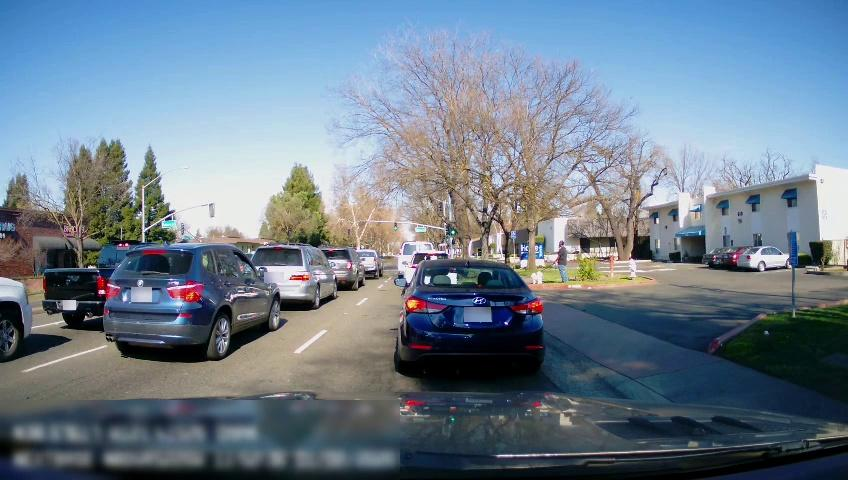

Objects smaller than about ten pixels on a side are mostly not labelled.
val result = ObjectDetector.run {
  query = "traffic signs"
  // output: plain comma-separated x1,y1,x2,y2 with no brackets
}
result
416,227,428,233
161,220,176,229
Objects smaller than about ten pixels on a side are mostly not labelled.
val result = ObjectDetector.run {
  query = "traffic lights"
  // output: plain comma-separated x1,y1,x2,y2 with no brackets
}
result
208,203,216,219
449,224,457,238
180,222,185,235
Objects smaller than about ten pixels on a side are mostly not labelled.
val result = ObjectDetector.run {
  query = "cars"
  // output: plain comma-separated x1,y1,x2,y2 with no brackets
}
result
703,246,731,268
736,246,796,272
720,246,753,269
394,259,544,372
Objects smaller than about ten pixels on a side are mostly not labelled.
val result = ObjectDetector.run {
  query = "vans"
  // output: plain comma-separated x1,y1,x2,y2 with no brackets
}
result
248,244,337,310
398,241,435,279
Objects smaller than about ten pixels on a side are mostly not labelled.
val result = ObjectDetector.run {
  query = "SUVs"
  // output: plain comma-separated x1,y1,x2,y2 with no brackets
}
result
103,242,282,360
319,246,366,291
402,251,454,284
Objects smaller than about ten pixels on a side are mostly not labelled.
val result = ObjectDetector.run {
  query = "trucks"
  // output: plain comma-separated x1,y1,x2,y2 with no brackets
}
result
356,250,385,279
0,276,34,362
42,240,150,329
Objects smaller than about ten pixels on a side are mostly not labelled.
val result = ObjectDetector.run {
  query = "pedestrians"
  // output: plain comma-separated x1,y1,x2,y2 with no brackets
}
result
552,239,569,282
